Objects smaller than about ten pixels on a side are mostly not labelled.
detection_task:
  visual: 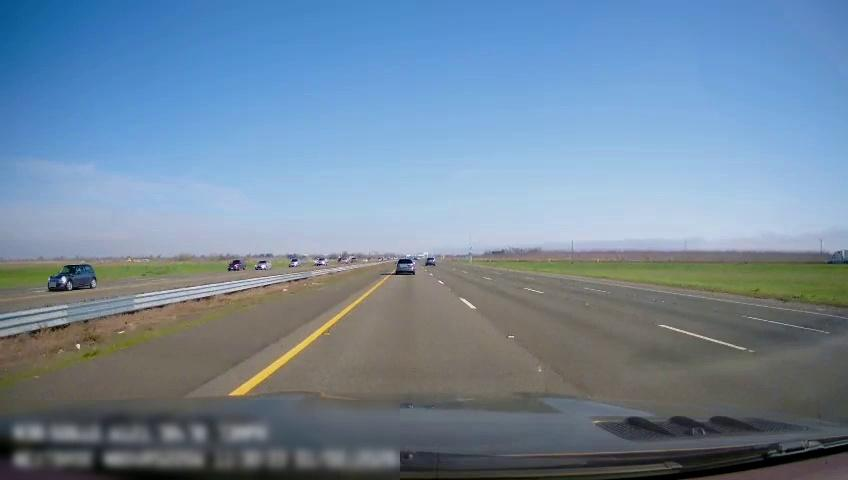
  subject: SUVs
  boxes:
[316,257,328,267]
[395,257,416,275]
[288,259,301,268]
[425,258,436,267]
[228,259,247,272]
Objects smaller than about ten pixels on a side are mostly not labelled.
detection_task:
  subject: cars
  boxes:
[254,260,272,271]
[48,264,98,291]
